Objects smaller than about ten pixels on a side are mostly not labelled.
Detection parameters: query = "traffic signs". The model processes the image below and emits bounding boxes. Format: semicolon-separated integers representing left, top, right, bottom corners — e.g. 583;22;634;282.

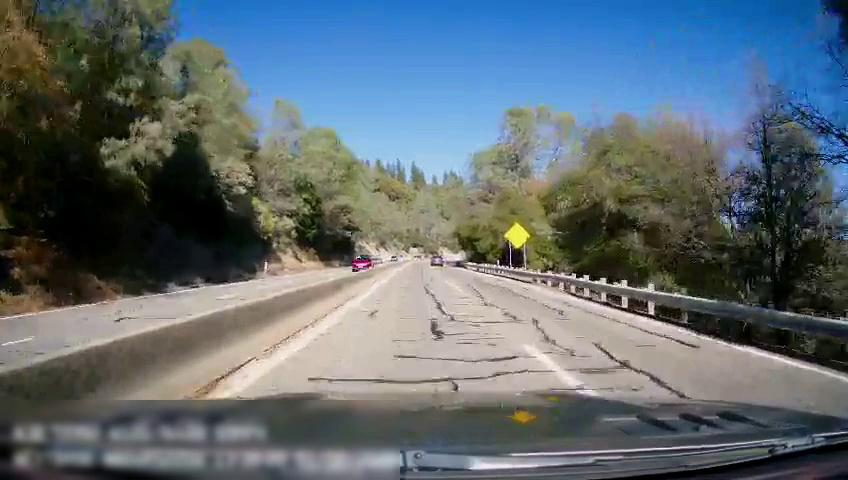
503;221;531;250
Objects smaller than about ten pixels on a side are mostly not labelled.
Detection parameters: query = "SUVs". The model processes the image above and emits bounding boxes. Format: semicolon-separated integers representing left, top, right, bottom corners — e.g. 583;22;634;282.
351;254;373;273
430;255;444;267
